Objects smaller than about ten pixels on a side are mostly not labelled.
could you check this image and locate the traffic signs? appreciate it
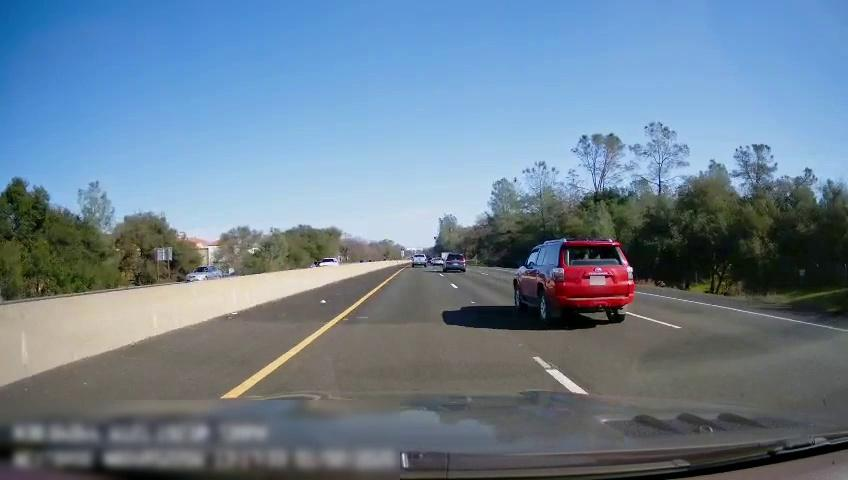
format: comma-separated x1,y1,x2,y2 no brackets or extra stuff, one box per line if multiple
154,246,173,261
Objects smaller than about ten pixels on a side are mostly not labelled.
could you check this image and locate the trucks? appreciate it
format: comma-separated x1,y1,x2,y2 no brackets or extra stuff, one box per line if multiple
411,254,426,268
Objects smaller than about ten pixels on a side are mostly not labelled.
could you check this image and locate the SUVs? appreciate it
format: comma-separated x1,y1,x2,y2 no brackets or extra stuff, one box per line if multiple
443,254,467,273
512,238,635,325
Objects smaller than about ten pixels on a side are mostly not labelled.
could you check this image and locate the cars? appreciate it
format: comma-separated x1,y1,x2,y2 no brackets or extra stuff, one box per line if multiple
184,265,223,283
